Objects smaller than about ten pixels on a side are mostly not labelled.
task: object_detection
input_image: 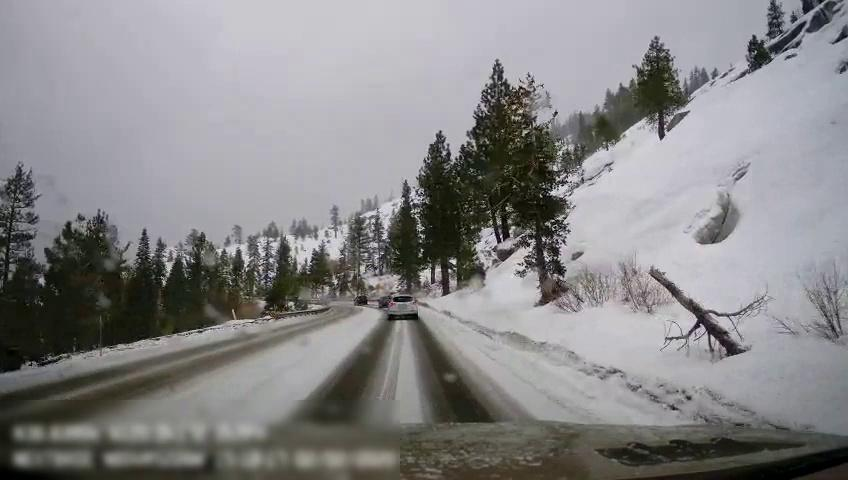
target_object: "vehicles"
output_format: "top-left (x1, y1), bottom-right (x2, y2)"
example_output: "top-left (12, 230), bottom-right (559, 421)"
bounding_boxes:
top-left (354, 295), bottom-right (368, 306)
top-left (387, 293), bottom-right (420, 320)
top-left (379, 296), bottom-right (390, 308)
